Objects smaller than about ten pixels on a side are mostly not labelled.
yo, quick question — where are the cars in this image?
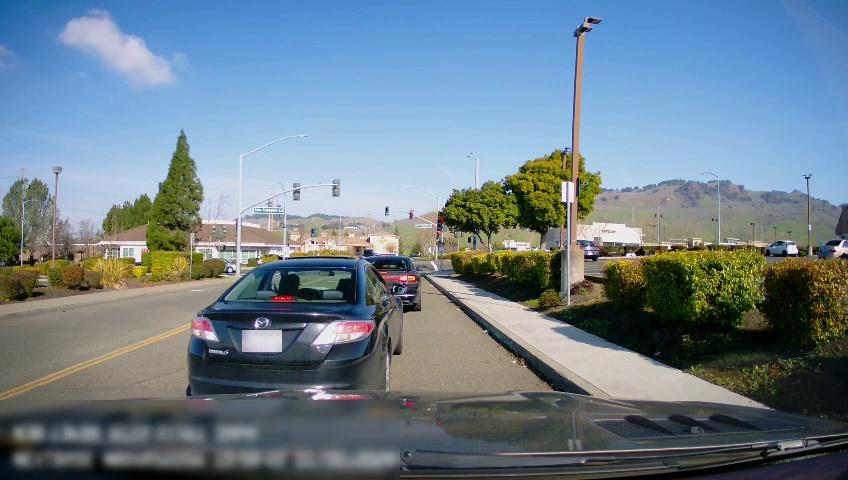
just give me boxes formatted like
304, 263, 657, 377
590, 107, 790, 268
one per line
224, 257, 238, 274
764, 239, 799, 256
577, 237, 602, 260
184, 255, 405, 396
817, 237, 848, 270
367, 255, 424, 311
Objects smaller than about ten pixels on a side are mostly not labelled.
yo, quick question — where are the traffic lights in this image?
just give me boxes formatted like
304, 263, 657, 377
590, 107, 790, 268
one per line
331, 179, 340, 196
291, 183, 300, 201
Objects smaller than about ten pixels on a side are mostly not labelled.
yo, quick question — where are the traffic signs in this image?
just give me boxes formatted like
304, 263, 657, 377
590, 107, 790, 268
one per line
417, 222, 433, 229
254, 205, 285, 216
